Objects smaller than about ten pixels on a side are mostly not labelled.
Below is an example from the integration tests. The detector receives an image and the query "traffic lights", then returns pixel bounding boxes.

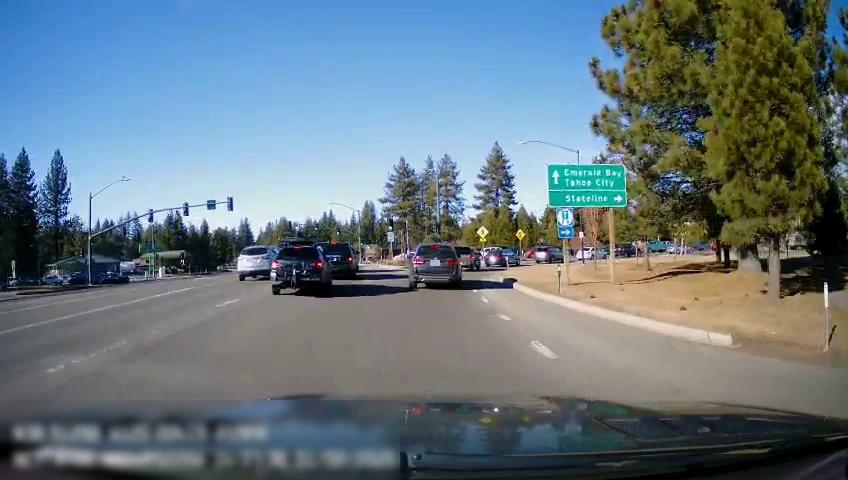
[388,218,394,231]
[182,201,189,217]
[147,209,153,223]
[225,196,234,212]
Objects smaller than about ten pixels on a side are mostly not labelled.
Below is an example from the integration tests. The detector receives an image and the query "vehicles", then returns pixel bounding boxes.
[451,246,482,271]
[485,249,521,269]
[480,247,504,258]
[576,247,605,261]
[527,248,541,258]
[318,242,360,277]
[614,244,641,258]
[644,240,669,253]
[535,248,564,264]
[409,244,461,289]
[271,244,329,296]
[238,247,273,281]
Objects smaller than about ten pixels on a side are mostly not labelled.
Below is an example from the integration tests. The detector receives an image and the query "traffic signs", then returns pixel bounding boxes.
[546,163,628,209]
[476,225,488,237]
[556,208,574,228]
[516,229,525,240]
[557,227,575,239]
